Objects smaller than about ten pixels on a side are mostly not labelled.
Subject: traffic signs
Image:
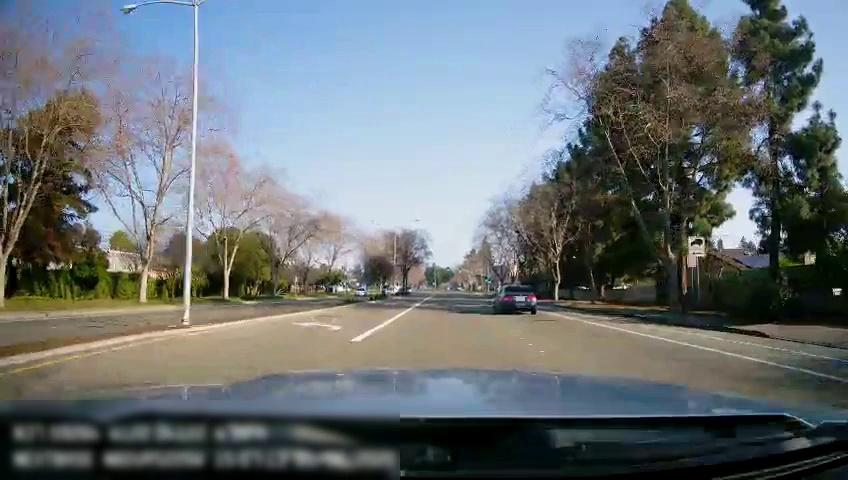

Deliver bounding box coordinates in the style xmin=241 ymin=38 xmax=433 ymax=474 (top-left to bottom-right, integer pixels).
xmin=687 ymin=236 xmax=705 ymax=257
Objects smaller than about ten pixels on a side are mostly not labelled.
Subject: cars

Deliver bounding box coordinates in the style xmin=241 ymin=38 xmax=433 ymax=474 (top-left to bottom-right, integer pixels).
xmin=488 ymin=284 xmax=538 ymax=316
xmin=353 ymin=286 xmax=369 ymax=298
